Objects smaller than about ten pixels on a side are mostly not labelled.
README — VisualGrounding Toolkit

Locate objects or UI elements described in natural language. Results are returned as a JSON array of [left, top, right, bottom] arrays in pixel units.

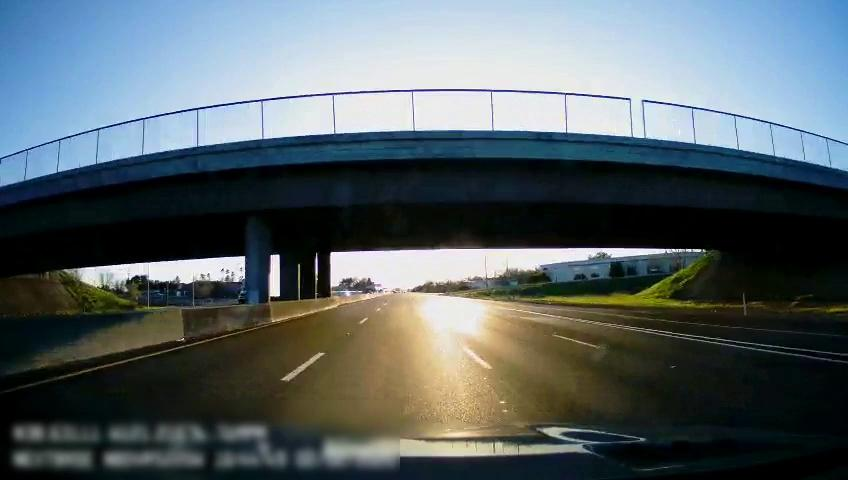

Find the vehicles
[[337, 292, 350, 298], [237, 278, 280, 304]]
